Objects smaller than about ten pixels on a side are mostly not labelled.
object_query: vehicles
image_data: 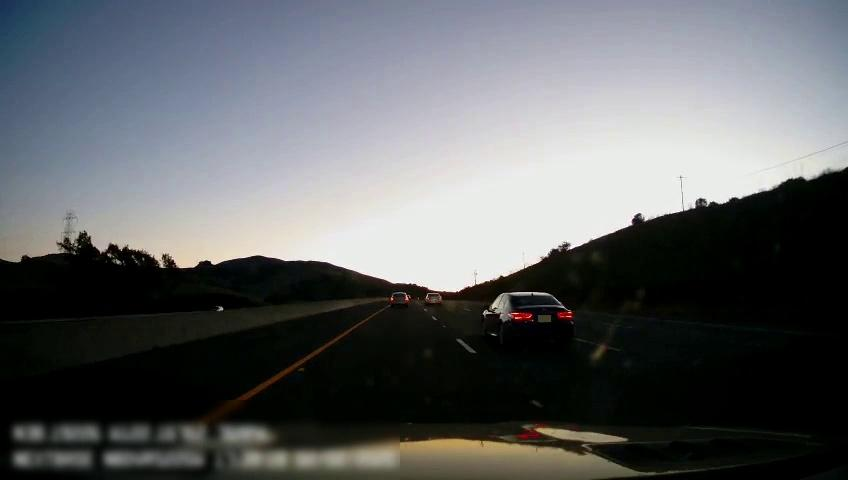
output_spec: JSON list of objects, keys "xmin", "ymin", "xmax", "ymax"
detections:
[
  {"xmin": 425, "ymin": 293, "xmax": 442, "ymax": 306},
  {"xmin": 209, "ymin": 305, "xmax": 225, "ymax": 312},
  {"xmin": 480, "ymin": 292, "xmax": 575, "ymax": 348},
  {"xmin": 390, "ymin": 292, "xmax": 409, "ymax": 308}
]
